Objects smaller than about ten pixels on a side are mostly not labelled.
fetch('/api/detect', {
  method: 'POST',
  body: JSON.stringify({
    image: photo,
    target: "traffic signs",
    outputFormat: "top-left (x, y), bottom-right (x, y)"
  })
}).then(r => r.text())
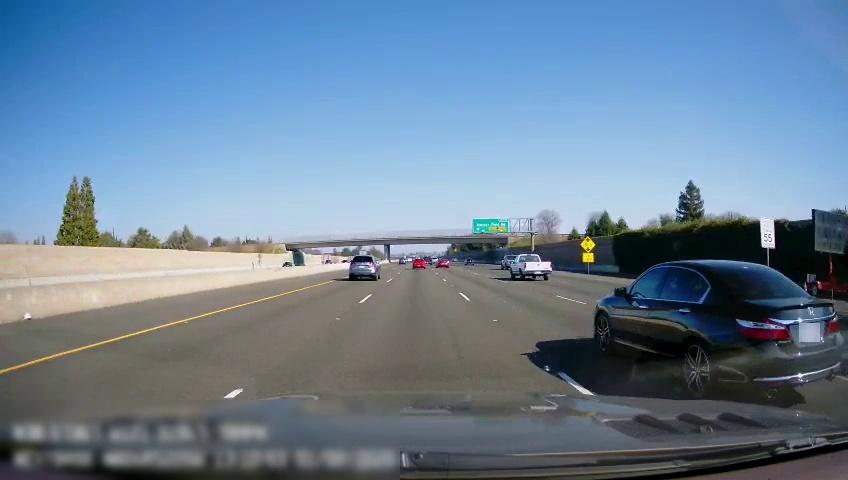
top-left (470, 217), bottom-right (511, 235)
top-left (581, 237), bottom-right (595, 264)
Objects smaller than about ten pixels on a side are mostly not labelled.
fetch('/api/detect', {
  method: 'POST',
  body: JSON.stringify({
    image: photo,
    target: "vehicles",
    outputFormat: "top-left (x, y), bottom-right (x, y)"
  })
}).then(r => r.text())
top-left (347, 254), bottom-right (383, 282)
top-left (280, 261), bottom-right (296, 268)
top-left (499, 255), bottom-right (517, 270)
top-left (424, 255), bottom-right (433, 266)
top-left (434, 256), bottom-right (450, 269)
top-left (590, 259), bottom-right (843, 401)
top-left (510, 253), bottom-right (553, 281)
top-left (398, 256), bottom-right (409, 265)
top-left (463, 257), bottom-right (475, 266)
top-left (411, 257), bottom-right (428, 270)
